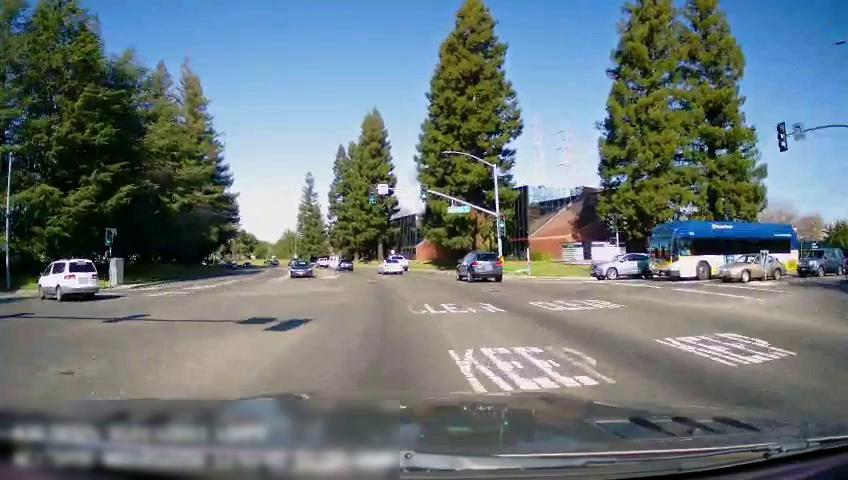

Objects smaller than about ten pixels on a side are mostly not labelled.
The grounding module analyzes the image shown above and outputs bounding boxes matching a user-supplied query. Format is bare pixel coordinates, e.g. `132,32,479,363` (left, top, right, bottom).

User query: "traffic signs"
377,183,389,194
447,206,470,214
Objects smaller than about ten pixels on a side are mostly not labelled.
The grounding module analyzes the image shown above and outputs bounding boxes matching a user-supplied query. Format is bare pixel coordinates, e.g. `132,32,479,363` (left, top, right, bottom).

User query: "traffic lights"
608,215,615,231
419,184,428,200
619,214,628,231
776,120,788,152
104,229,114,245
498,216,507,237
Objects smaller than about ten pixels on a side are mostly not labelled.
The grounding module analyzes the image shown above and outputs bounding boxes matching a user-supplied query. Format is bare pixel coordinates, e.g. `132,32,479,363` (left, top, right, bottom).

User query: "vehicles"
589,252,653,281
391,255,408,271
37,258,98,303
376,258,404,275
717,254,788,284
455,251,503,282
336,259,354,273
315,257,329,269
290,261,313,278
648,221,801,281
797,248,845,278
